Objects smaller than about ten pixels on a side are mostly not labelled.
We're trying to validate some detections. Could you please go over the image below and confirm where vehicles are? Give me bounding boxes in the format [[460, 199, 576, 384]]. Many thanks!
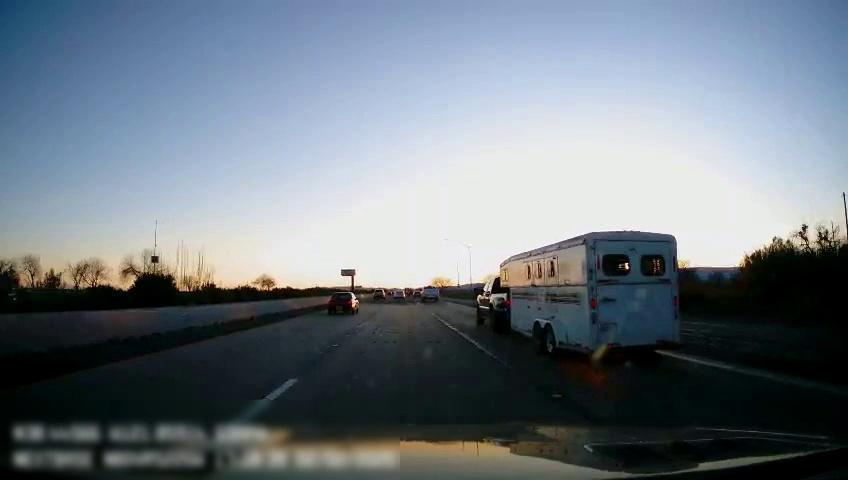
[[327, 291, 361, 316], [473, 275, 510, 332], [498, 230, 682, 359], [373, 288, 386, 299], [393, 289, 406, 300], [420, 286, 439, 303]]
